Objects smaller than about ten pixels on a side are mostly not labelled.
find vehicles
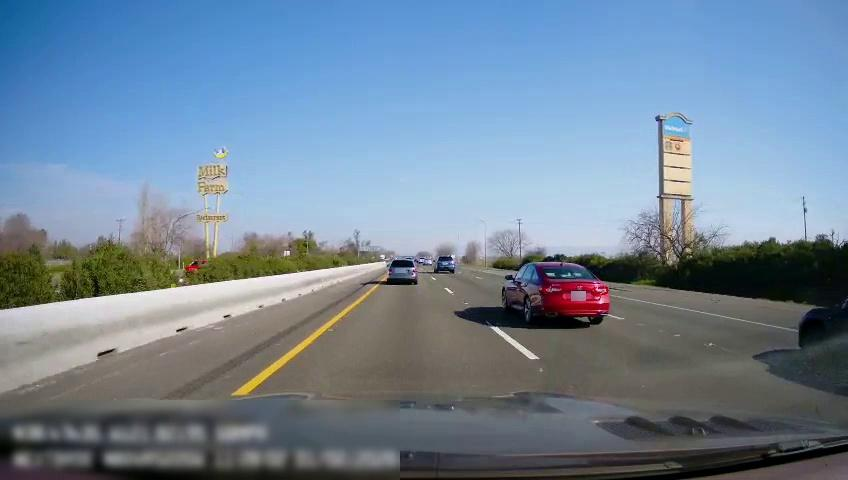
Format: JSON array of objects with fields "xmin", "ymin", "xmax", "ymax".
[
  {"xmin": 798, "ymin": 292, "xmax": 848, "ymax": 354},
  {"xmin": 499, "ymin": 262, "xmax": 612, "ymax": 326},
  {"xmin": 183, "ymin": 259, "xmax": 210, "ymax": 274},
  {"xmin": 386, "ymin": 257, "xmax": 419, "ymax": 286},
  {"xmin": 433, "ymin": 255, "xmax": 456, "ymax": 274}
]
